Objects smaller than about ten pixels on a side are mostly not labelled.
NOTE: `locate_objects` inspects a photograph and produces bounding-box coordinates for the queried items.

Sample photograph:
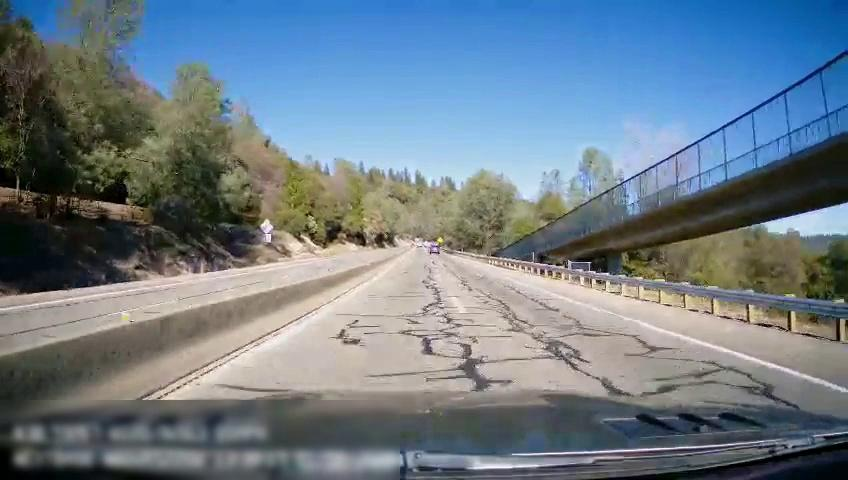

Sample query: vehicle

[429,244,441,255]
